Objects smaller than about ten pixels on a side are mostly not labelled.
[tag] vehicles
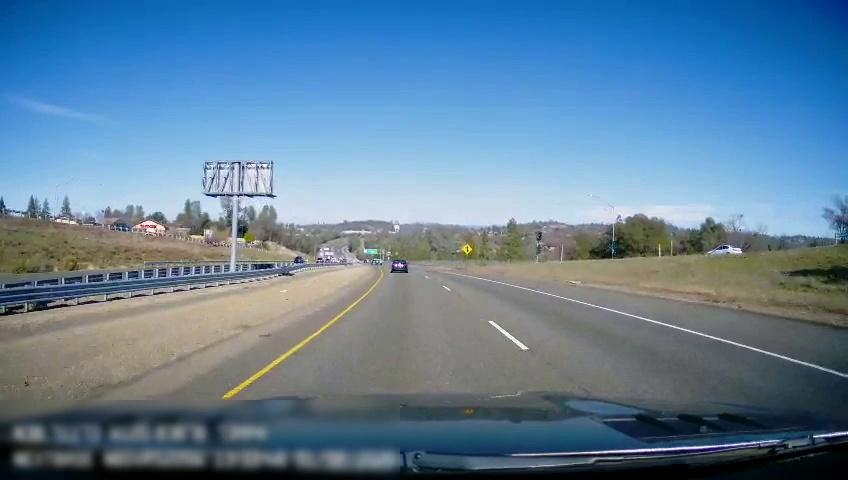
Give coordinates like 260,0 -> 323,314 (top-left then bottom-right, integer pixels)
706,245 -> 743,256
390,258 -> 410,274
294,256 -> 306,264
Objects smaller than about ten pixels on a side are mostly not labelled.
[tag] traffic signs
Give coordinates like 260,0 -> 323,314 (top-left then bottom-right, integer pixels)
462,244 -> 471,255
365,248 -> 380,256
